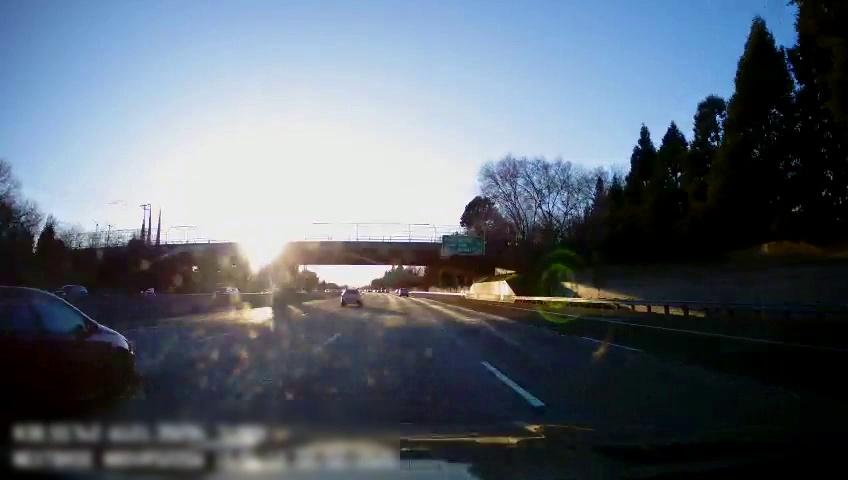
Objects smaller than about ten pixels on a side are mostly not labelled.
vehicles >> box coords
[397,287,409,298]
[213,286,233,294]
[0,285,138,428]
[50,284,88,297]
[340,288,364,308]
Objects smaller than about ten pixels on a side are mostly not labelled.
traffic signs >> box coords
[442,235,485,258]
